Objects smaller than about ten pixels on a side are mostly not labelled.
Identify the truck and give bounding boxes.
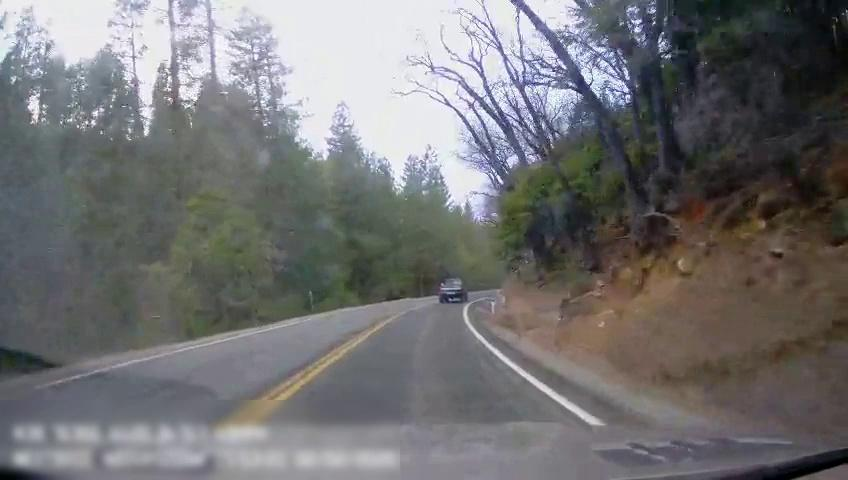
[438,277,468,303]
